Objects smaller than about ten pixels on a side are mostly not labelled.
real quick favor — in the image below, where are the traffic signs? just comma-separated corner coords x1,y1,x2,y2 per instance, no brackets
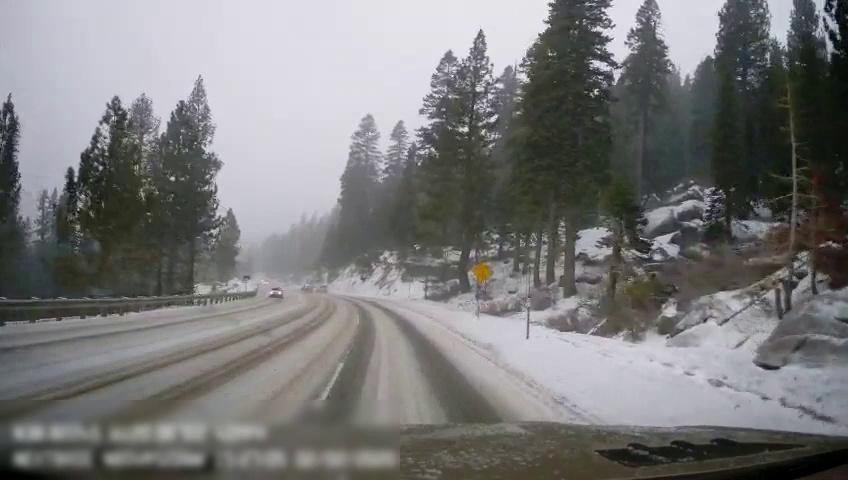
470,261,494,286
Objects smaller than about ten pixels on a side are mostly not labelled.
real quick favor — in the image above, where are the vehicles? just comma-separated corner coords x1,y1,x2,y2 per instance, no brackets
315,284,329,294
303,284,314,293
269,287,284,298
